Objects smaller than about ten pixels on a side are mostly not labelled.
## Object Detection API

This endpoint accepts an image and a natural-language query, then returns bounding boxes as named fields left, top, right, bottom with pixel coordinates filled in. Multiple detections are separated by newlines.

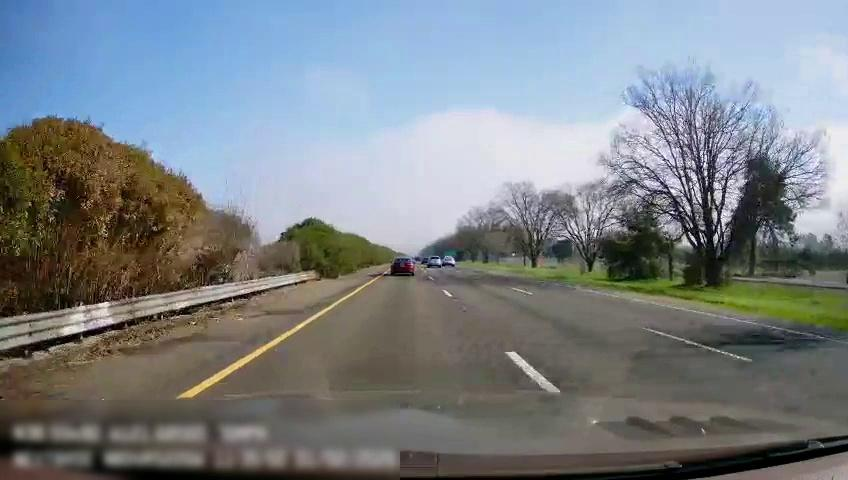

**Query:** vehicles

left=421, top=257, right=428, bottom=264
left=388, top=256, right=416, bottom=278
left=441, top=255, right=456, bottom=267
left=427, top=256, right=441, bottom=268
